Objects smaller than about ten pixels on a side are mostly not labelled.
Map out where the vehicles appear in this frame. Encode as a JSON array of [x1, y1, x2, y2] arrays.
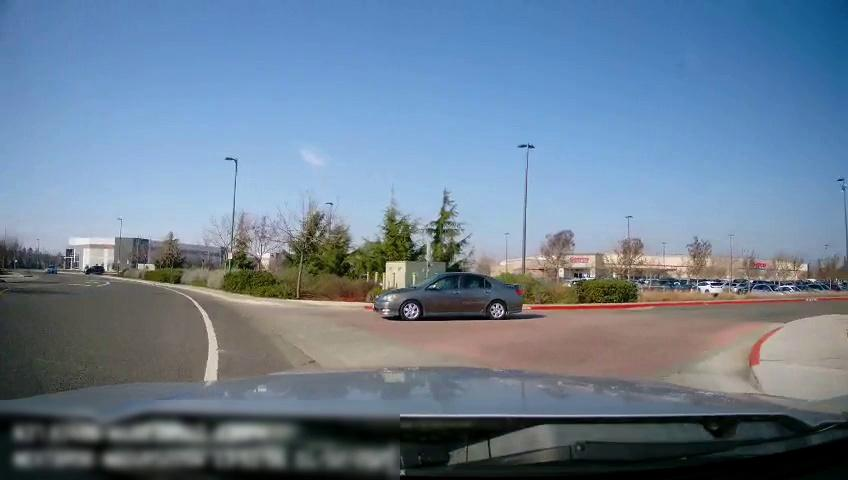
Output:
[[85, 264, 104, 276], [46, 264, 59, 274], [372, 271, 522, 321]]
